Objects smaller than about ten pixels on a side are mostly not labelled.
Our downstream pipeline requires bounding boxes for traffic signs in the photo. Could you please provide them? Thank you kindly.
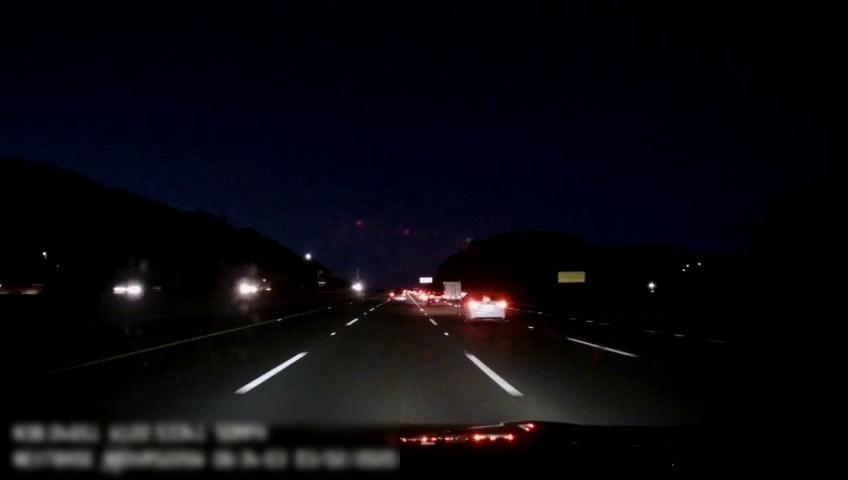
[557,271,585,283]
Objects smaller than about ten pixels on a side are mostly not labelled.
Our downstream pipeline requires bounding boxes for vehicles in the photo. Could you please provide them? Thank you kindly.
[444,281,462,303]
[426,291,447,307]
[112,278,158,299]
[237,278,273,297]
[457,290,506,325]
[390,289,407,304]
